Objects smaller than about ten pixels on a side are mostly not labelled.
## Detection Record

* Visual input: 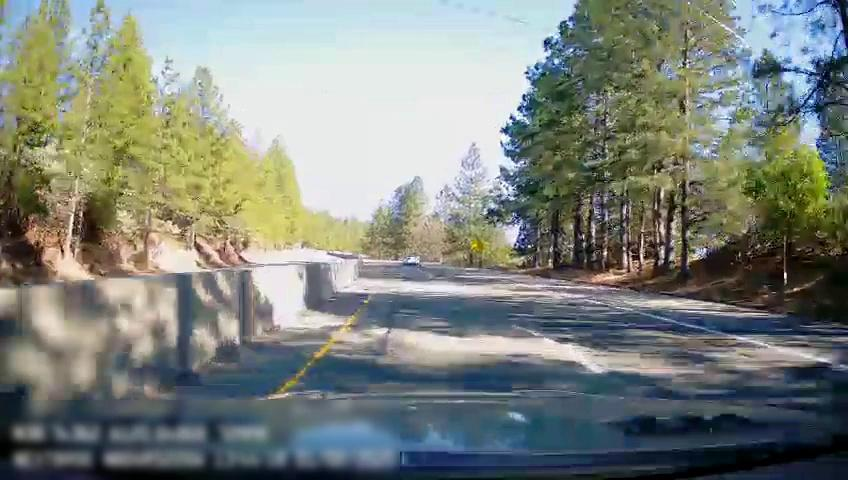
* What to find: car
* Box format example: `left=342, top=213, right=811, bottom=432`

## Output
left=403, top=255, right=420, bottom=267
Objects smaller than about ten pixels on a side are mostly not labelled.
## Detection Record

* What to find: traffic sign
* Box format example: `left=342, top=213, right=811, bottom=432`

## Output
left=472, top=240, right=486, bottom=253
